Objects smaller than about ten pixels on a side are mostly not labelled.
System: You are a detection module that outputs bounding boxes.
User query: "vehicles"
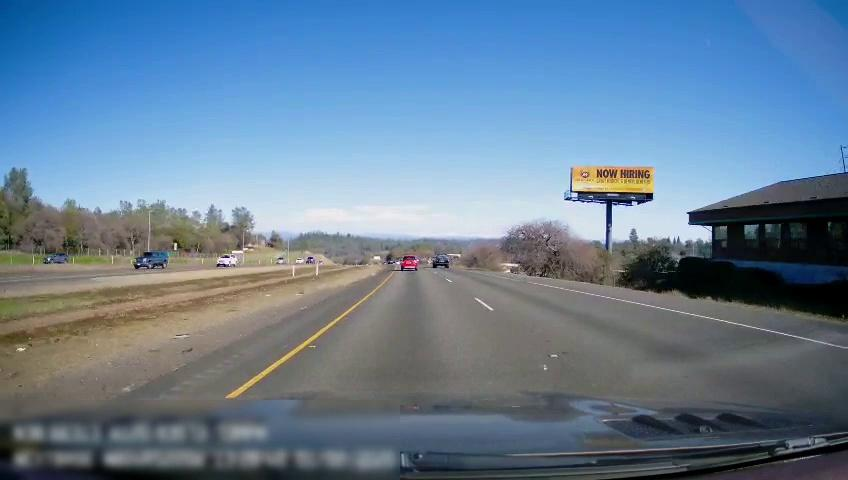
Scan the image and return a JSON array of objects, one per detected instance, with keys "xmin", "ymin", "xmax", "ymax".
[
  {"xmin": 304, "ymin": 255, "xmax": 318, "ymax": 265},
  {"xmin": 42, "ymin": 252, "xmax": 69, "ymax": 264},
  {"xmin": 400, "ymin": 255, "xmax": 420, "ymax": 272},
  {"xmin": 431, "ymin": 253, "xmax": 449, "ymax": 269},
  {"xmin": 134, "ymin": 250, "xmax": 170, "ymax": 269},
  {"xmin": 217, "ymin": 253, "xmax": 239, "ymax": 268}
]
